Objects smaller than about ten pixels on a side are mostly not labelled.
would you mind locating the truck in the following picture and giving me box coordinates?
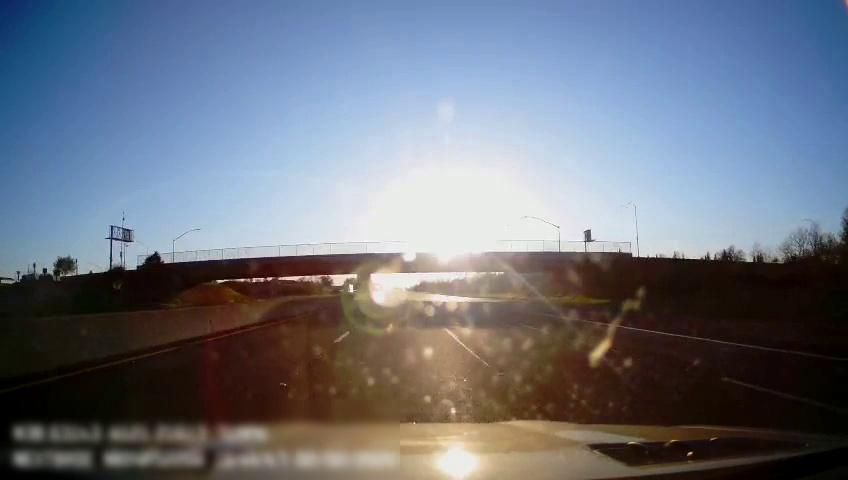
[343,284,354,295]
